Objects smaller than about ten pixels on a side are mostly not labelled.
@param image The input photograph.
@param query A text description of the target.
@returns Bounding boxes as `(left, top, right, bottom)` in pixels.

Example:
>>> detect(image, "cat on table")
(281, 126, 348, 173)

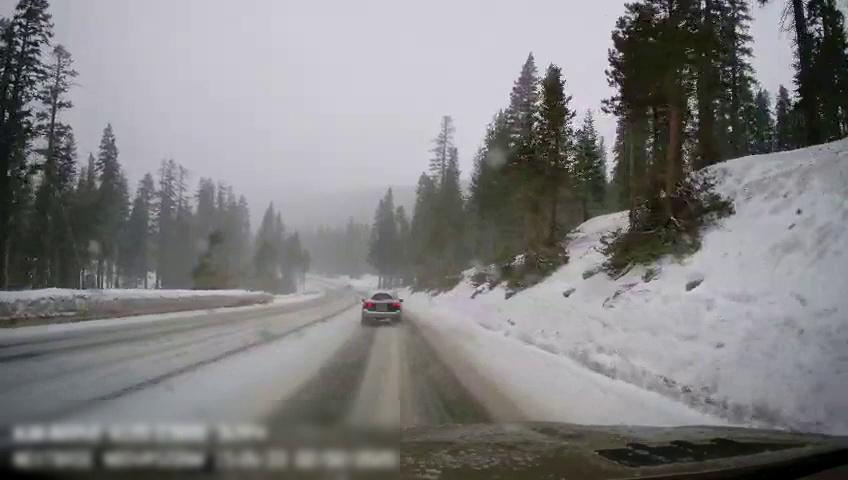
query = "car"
(360, 289, 404, 326)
